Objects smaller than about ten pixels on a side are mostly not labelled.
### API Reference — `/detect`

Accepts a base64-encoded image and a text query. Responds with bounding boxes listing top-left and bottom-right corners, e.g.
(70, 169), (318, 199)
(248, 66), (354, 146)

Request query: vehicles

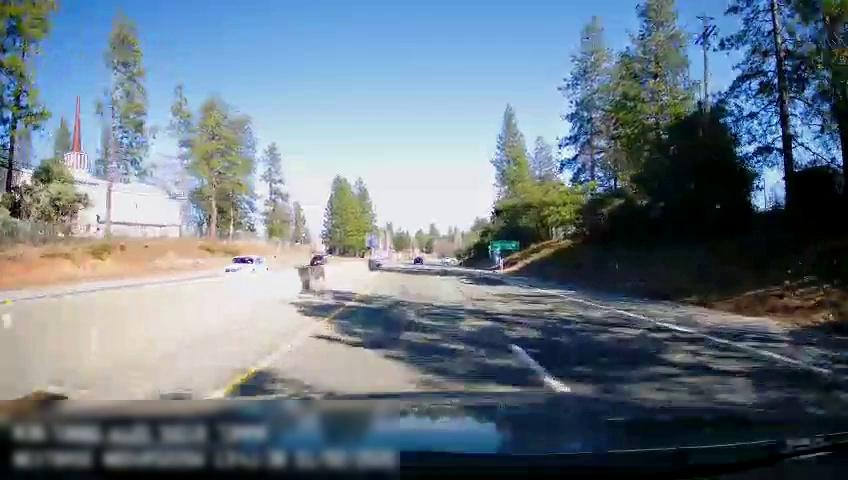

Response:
(224, 255), (270, 274)
(309, 254), (326, 267)
(413, 255), (424, 265)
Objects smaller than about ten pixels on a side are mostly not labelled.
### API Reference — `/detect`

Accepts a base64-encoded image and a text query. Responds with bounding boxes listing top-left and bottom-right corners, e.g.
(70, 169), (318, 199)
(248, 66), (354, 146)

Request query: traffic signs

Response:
(489, 238), (522, 252)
